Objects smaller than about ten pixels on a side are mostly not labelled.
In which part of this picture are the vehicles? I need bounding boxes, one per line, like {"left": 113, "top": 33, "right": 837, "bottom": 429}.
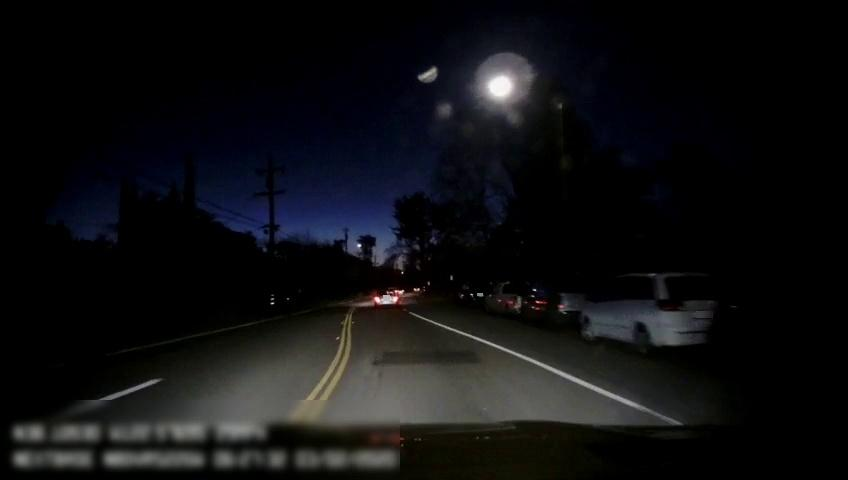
{"left": 576, "top": 273, "right": 728, "bottom": 360}
{"left": 373, "top": 288, "right": 401, "bottom": 308}
{"left": 702, "top": 280, "right": 848, "bottom": 403}
{"left": 482, "top": 281, "right": 531, "bottom": 321}
{"left": 519, "top": 276, "right": 593, "bottom": 330}
{"left": 454, "top": 282, "right": 494, "bottom": 310}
